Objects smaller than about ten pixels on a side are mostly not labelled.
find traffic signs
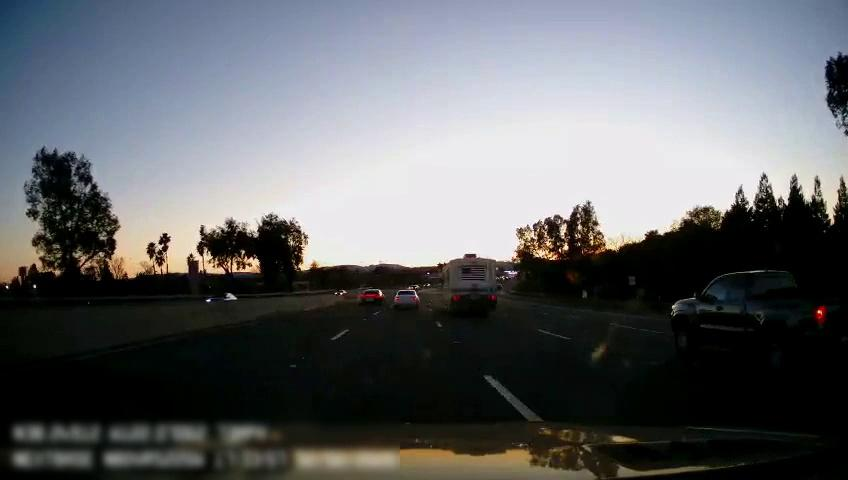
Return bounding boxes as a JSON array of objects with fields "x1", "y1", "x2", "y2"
[
  {"x1": 628, "y1": 275, "x2": 636, "y2": 286},
  {"x1": 566, "y1": 270, "x2": 579, "y2": 284}
]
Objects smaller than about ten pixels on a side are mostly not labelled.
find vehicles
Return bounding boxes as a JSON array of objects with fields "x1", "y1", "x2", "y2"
[
  {"x1": 393, "y1": 290, "x2": 420, "y2": 309},
  {"x1": 360, "y1": 288, "x2": 384, "y2": 304},
  {"x1": 670, "y1": 270, "x2": 848, "y2": 379},
  {"x1": 441, "y1": 257, "x2": 498, "y2": 316},
  {"x1": 407, "y1": 285, "x2": 419, "y2": 290},
  {"x1": 334, "y1": 290, "x2": 348, "y2": 296},
  {"x1": 205, "y1": 292, "x2": 238, "y2": 304}
]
